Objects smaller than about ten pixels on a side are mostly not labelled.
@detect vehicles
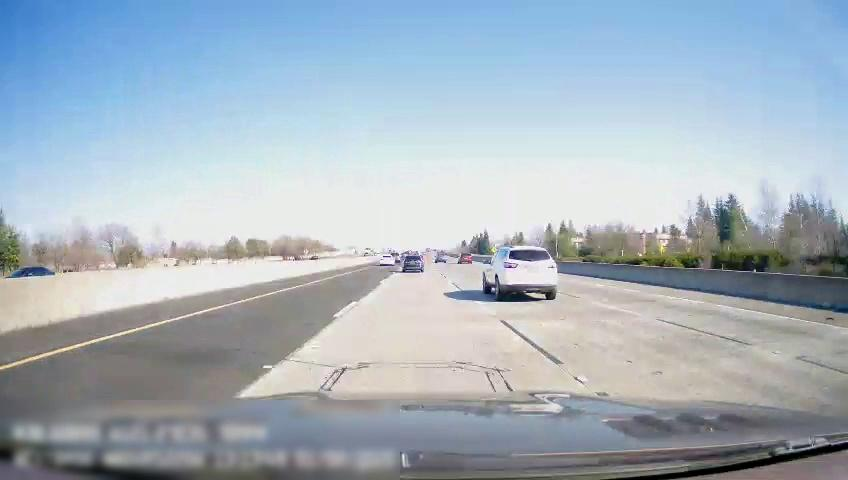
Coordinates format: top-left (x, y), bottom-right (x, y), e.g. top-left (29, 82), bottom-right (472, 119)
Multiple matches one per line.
top-left (402, 255), bottom-right (424, 273)
top-left (434, 253), bottom-right (446, 264)
top-left (378, 254), bottom-right (396, 266)
top-left (3, 266), bottom-right (56, 279)
top-left (390, 252), bottom-right (401, 264)
top-left (482, 244), bottom-right (559, 302)
top-left (457, 252), bottom-right (474, 265)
